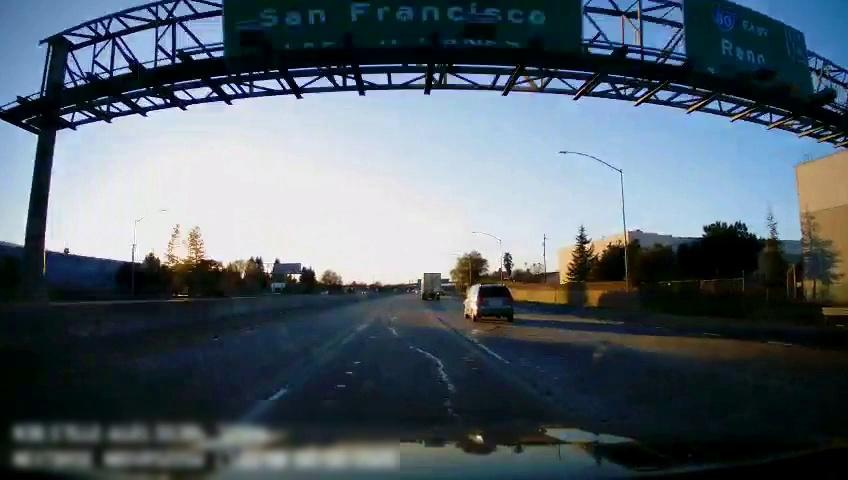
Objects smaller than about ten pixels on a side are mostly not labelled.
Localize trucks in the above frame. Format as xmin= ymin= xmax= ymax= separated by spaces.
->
xmin=422 ymin=272 xmax=441 ymax=300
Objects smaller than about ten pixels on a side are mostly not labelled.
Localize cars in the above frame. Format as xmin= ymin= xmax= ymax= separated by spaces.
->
xmin=462 ymin=283 xmax=514 ymax=322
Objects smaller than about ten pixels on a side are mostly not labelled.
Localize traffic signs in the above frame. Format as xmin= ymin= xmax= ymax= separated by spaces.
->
xmin=682 ymin=0 xmax=816 ymax=107
xmin=222 ymin=0 xmax=581 ymax=61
